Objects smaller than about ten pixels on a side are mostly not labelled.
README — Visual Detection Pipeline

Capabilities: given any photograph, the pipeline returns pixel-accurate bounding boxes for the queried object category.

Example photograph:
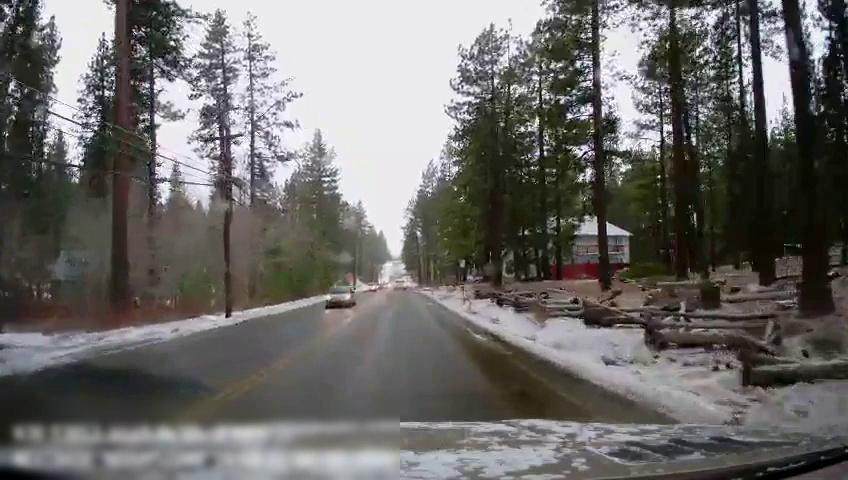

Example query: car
[324,287,358,311]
